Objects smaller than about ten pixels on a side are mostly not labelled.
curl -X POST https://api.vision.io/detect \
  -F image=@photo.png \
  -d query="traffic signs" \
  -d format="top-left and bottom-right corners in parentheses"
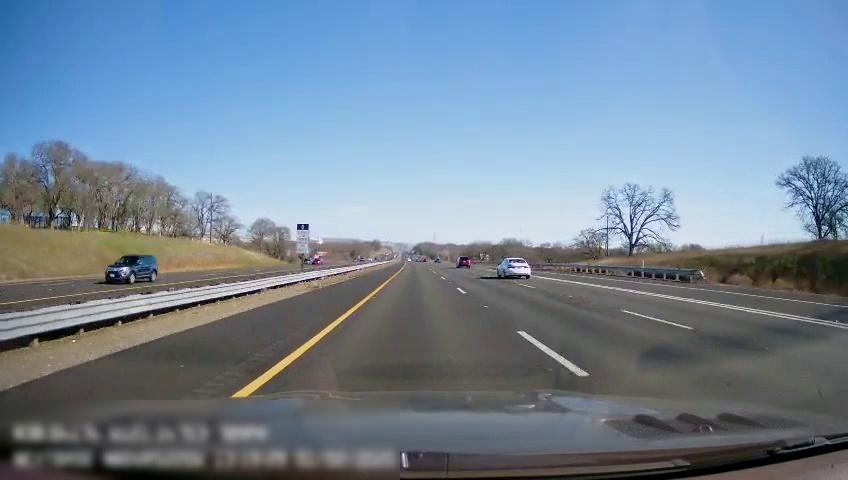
top-left (296, 222), bottom-right (310, 253)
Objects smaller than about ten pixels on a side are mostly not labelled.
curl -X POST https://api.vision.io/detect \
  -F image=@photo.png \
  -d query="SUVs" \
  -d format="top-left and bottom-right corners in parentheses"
top-left (104, 254), bottom-right (160, 284)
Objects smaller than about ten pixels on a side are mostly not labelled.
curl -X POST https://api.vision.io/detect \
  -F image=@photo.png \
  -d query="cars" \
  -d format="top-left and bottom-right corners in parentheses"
top-left (456, 255), bottom-right (471, 268)
top-left (497, 258), bottom-right (531, 280)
